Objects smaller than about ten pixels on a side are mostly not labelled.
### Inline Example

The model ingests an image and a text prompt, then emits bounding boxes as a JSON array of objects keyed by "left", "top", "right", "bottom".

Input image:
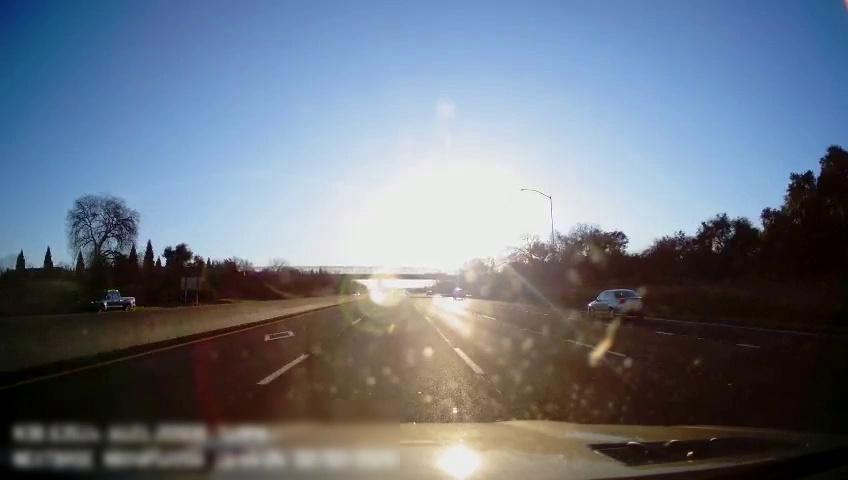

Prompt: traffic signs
[{"left": 424, "top": 273, "right": 447, "bottom": 280}]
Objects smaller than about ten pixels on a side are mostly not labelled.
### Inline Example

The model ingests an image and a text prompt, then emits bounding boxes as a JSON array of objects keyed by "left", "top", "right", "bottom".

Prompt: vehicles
[
  {"left": 587, "top": 289, "right": 645, "bottom": 321},
  {"left": 78, "top": 289, "right": 136, "bottom": 317},
  {"left": 452, "top": 289, "right": 466, "bottom": 300}
]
